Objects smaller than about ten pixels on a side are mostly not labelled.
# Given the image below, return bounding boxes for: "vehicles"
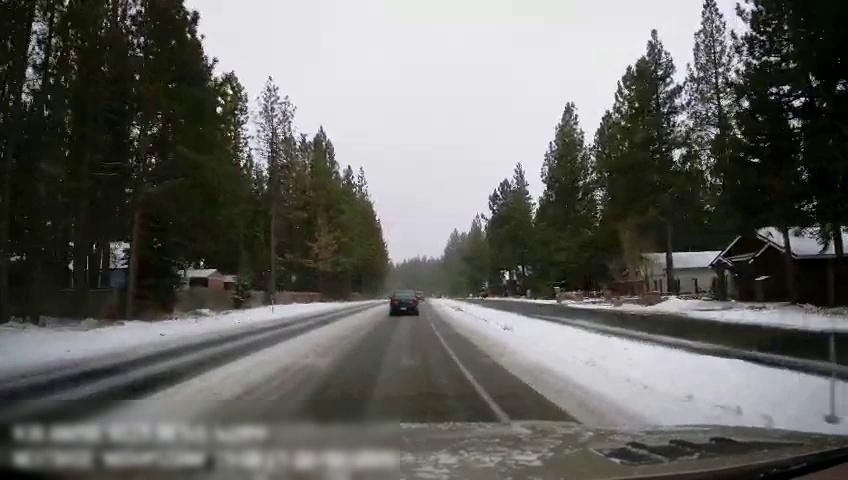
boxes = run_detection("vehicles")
[388,290,419,317]
[414,290,425,301]
[479,288,489,299]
